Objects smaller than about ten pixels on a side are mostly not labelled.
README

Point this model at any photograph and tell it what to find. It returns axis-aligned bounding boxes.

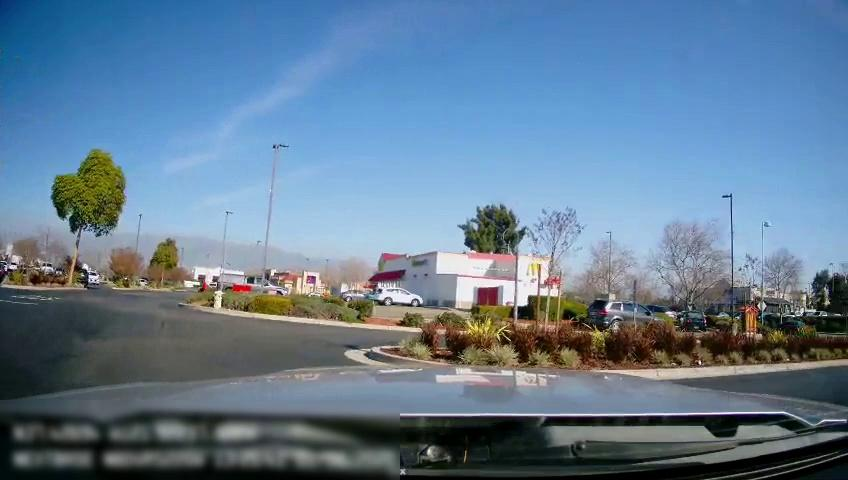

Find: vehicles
[216,273,288,298]
[73,268,89,285]
[685,312,707,332]
[374,287,423,307]
[340,289,369,303]
[39,262,54,274]
[587,299,665,332]
[87,271,99,285]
